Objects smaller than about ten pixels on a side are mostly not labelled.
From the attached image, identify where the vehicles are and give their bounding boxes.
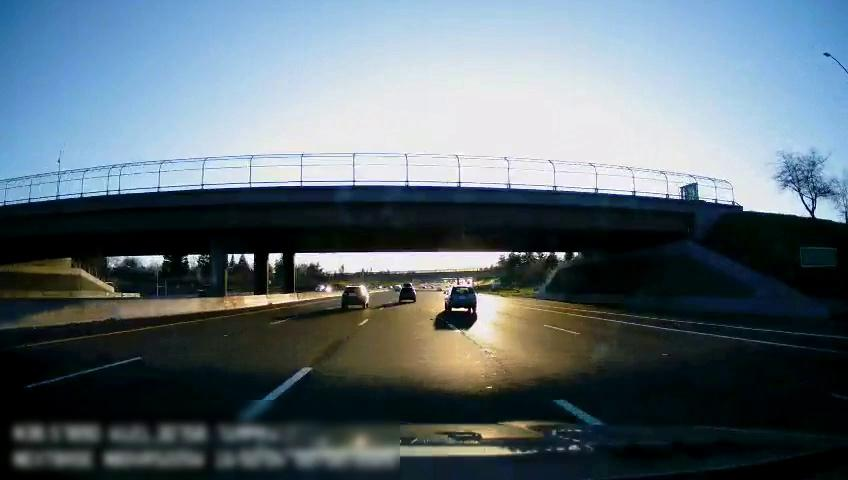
[393,285,401,292]
[398,283,417,303]
[195,285,212,298]
[315,284,332,293]
[341,284,371,310]
[443,284,478,315]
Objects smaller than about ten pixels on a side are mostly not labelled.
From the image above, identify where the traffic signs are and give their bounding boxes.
[799,246,839,267]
